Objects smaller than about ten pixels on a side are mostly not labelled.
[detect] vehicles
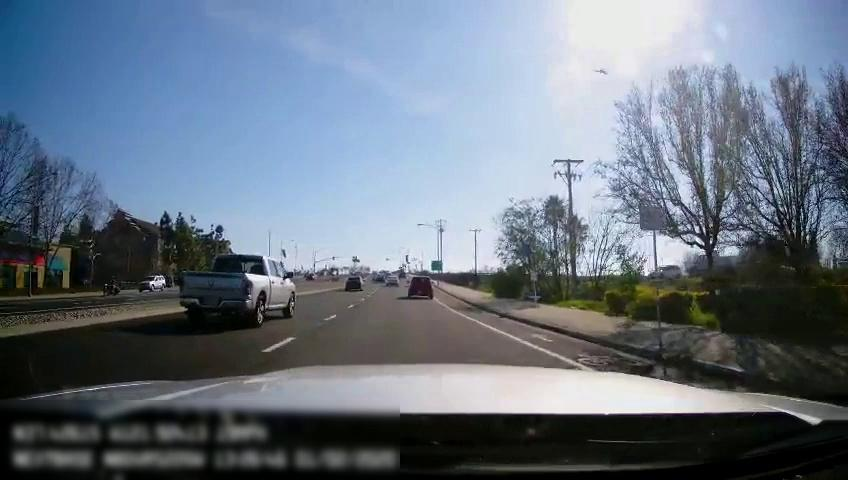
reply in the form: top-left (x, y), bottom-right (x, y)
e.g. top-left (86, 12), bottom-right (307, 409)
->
top-left (136, 275), bottom-right (166, 292)
top-left (405, 276), bottom-right (434, 300)
top-left (344, 276), bottom-right (366, 292)
top-left (385, 275), bottom-right (400, 288)
top-left (374, 274), bottom-right (386, 284)
top-left (179, 254), bottom-right (297, 332)
top-left (647, 264), bottom-right (682, 280)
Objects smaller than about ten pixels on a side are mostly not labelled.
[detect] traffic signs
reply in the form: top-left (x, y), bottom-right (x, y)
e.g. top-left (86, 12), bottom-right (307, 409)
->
top-left (431, 260), bottom-right (442, 271)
